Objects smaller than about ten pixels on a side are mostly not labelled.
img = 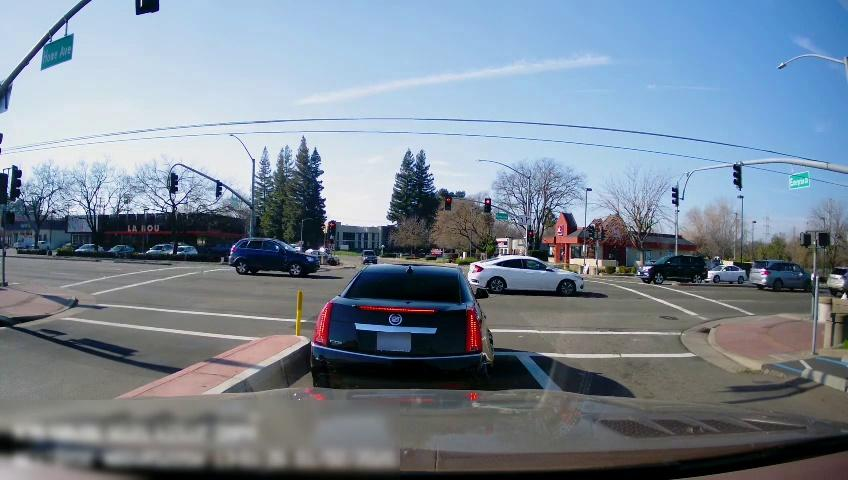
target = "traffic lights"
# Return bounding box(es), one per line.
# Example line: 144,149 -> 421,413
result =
484,198 -> 491,213
445,195 -> 452,210
588,225 -> 595,238
0,173 -> 9,205
0,132 -> 4,153
815,232 -> 830,247
799,232 -> 814,247
732,161 -> 742,187
328,222 -> 336,236
670,186 -> 679,206
169,172 -> 178,193
600,225 -> 606,238
214,180 -> 223,198
527,228 -> 534,241
134,0 -> 159,16
10,165 -> 23,204
3,212 -> 16,226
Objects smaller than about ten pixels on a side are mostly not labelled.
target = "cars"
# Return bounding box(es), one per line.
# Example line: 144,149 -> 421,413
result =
703,265 -> 747,284
467,256 -> 584,297
107,245 -> 131,255
145,244 -> 174,257
168,245 -> 198,258
310,263 -> 495,391
75,244 -> 103,254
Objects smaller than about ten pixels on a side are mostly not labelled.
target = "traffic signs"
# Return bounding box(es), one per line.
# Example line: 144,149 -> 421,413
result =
40,33 -> 74,70
496,212 -> 508,219
790,170 -> 810,188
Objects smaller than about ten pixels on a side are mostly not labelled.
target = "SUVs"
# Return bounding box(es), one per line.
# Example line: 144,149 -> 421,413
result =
229,238 -> 320,278
638,255 -> 709,285
362,250 -> 377,264
826,266 -> 848,296
750,260 -> 817,292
